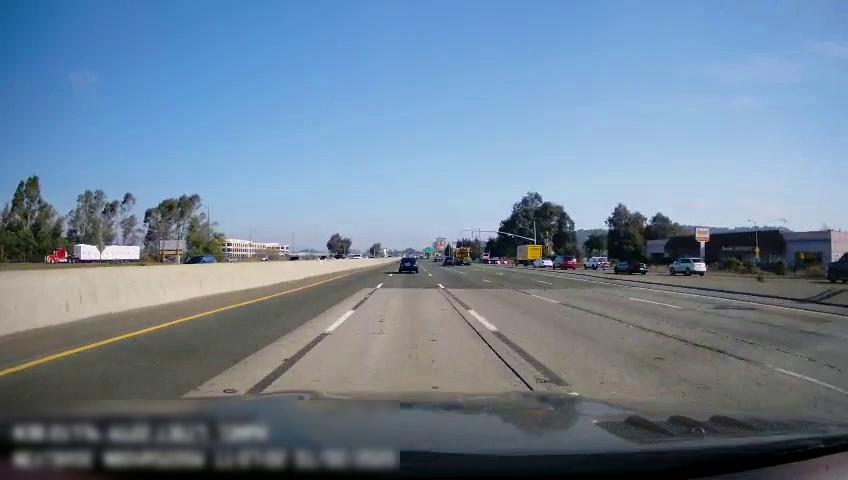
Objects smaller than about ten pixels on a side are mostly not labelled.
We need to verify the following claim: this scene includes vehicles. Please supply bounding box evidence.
[442,257,454,266]
[398,257,418,273]
[451,247,471,266]
[181,254,219,265]
[479,252,509,265]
